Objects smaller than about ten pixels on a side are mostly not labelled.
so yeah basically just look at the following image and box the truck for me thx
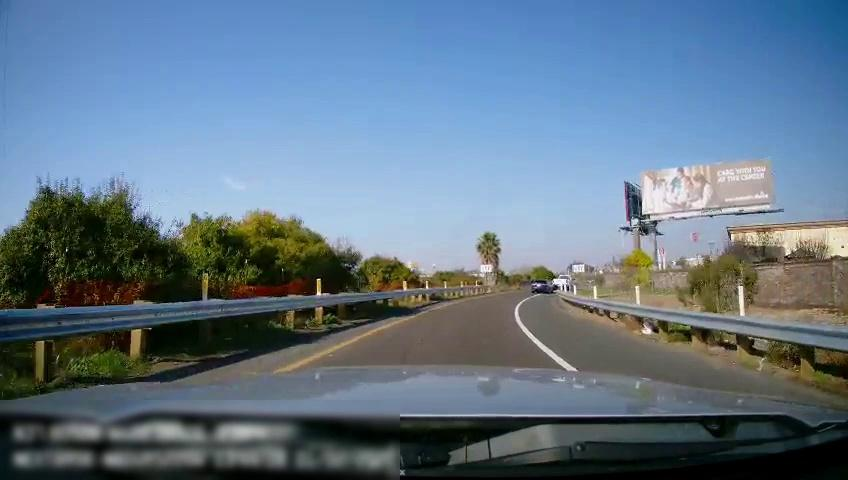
[552,274,576,291]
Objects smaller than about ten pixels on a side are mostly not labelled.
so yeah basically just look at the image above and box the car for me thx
[531,279,554,295]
